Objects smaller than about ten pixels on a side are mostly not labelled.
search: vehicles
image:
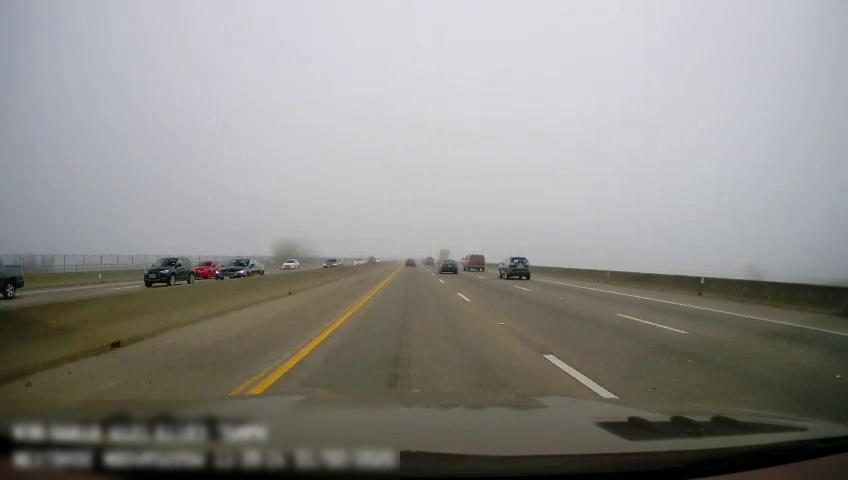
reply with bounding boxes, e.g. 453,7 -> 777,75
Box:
497,256 -> 532,281
437,248 -> 450,264
352,258 -> 367,267
423,256 -> 435,266
322,258 -> 345,270
0,259 -> 25,300
404,257 -> 417,267
281,258 -> 301,271
142,256 -> 196,289
462,254 -> 486,273
214,257 -> 266,281
438,259 -> 458,275
191,259 -> 226,280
